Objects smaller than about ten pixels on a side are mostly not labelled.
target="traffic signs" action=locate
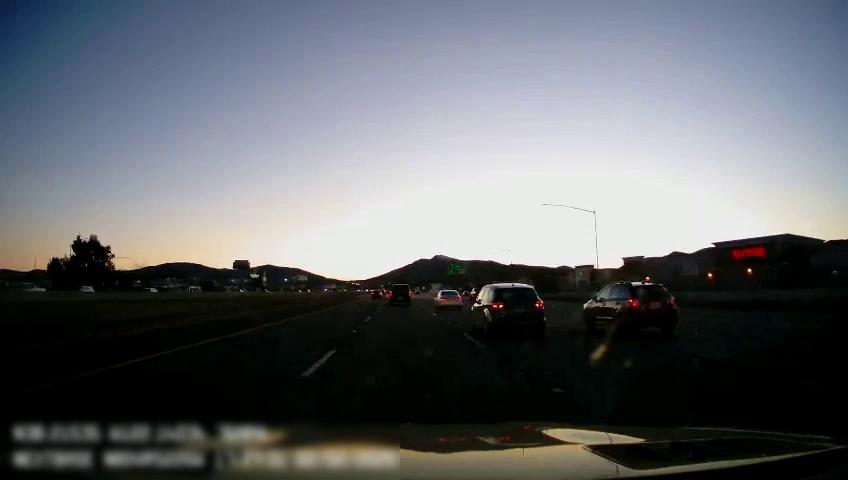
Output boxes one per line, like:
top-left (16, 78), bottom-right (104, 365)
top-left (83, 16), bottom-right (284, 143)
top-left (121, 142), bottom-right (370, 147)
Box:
top-left (447, 263), bottom-right (467, 276)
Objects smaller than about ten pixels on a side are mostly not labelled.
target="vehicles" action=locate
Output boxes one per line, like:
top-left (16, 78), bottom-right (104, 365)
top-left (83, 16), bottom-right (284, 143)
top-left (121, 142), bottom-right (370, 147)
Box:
top-left (370, 289), bottom-right (383, 300)
top-left (142, 287), bottom-right (159, 293)
top-left (580, 282), bottom-right (680, 337)
top-left (6, 282), bottom-right (47, 293)
top-left (433, 289), bottom-right (463, 310)
top-left (72, 285), bottom-right (95, 293)
top-left (389, 283), bottom-right (412, 304)
top-left (469, 282), bottom-right (547, 341)
top-left (469, 286), bottom-right (482, 300)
